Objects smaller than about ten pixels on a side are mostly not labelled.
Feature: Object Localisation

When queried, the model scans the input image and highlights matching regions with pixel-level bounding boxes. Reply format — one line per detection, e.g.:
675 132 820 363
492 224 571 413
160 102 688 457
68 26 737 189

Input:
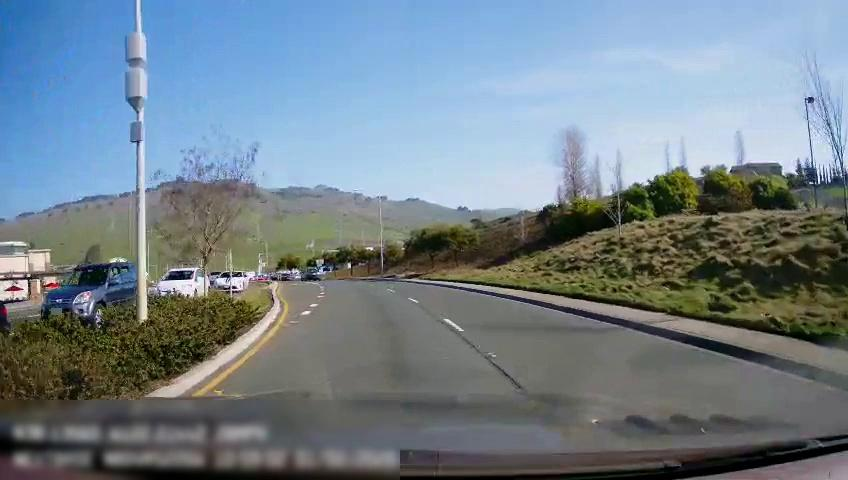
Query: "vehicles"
278 272 291 282
39 261 138 333
0 298 12 335
302 270 322 282
207 271 223 288
155 267 212 299
214 271 250 292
